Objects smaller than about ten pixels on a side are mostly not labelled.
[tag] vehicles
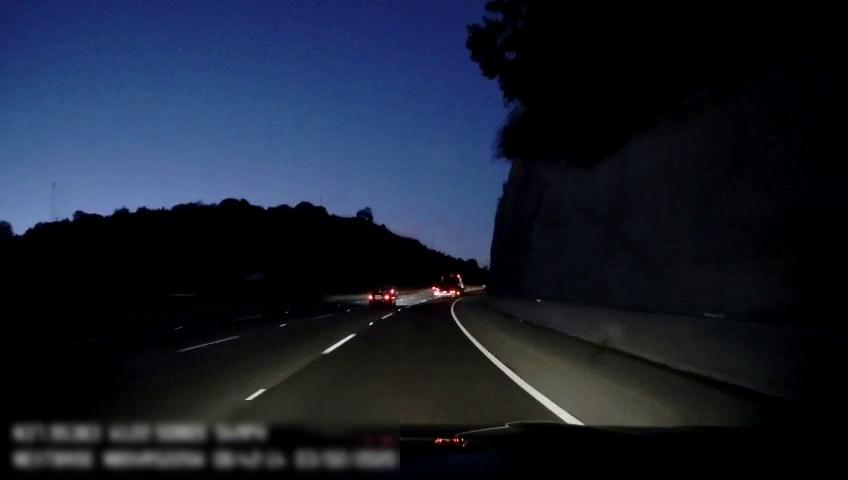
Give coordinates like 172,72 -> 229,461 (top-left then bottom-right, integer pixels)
368,289 -> 396,309
435,274 -> 465,299
383,285 -> 399,297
